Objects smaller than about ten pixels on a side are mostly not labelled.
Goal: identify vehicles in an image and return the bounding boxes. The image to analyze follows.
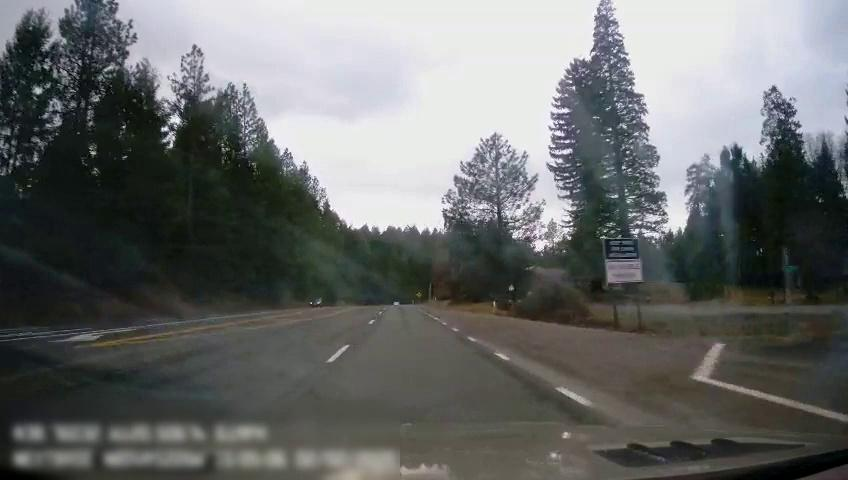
[309,297,323,308]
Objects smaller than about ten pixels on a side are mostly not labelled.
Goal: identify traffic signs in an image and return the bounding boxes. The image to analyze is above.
[602,237,640,260]
[605,260,643,282]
